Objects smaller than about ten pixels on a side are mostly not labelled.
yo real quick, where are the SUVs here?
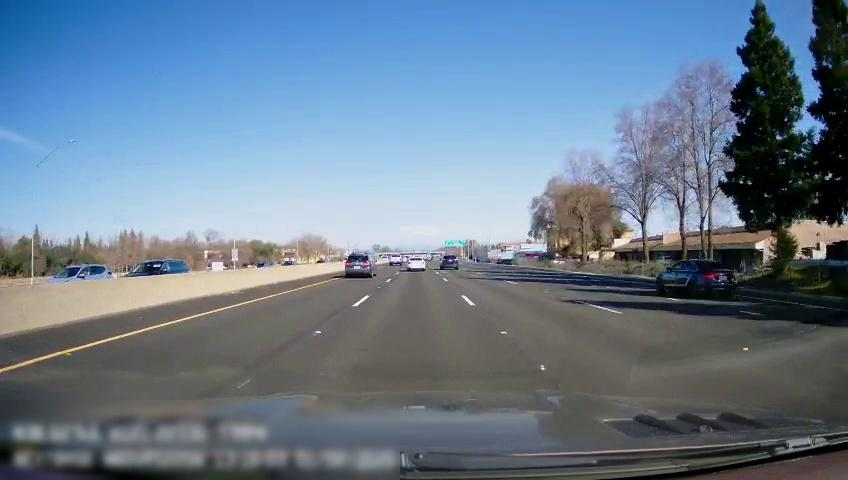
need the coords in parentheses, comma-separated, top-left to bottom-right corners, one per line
(439, 255, 459, 270)
(46, 263, 113, 285)
(125, 259, 190, 278)
(343, 253, 376, 279)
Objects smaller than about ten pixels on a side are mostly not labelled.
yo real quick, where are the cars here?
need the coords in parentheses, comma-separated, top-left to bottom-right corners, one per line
(655, 258, 736, 301)
(407, 257, 426, 272)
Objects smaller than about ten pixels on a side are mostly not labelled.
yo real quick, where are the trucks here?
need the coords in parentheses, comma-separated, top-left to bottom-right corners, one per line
(389, 253, 403, 266)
